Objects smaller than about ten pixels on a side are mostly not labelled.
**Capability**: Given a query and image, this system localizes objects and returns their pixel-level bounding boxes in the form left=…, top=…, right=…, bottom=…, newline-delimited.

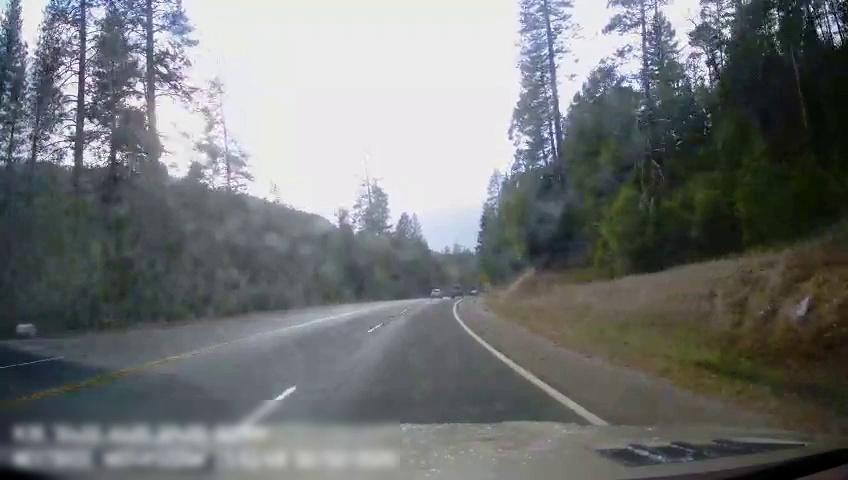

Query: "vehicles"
left=430, top=288, right=444, bottom=299
left=451, top=284, right=466, bottom=298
